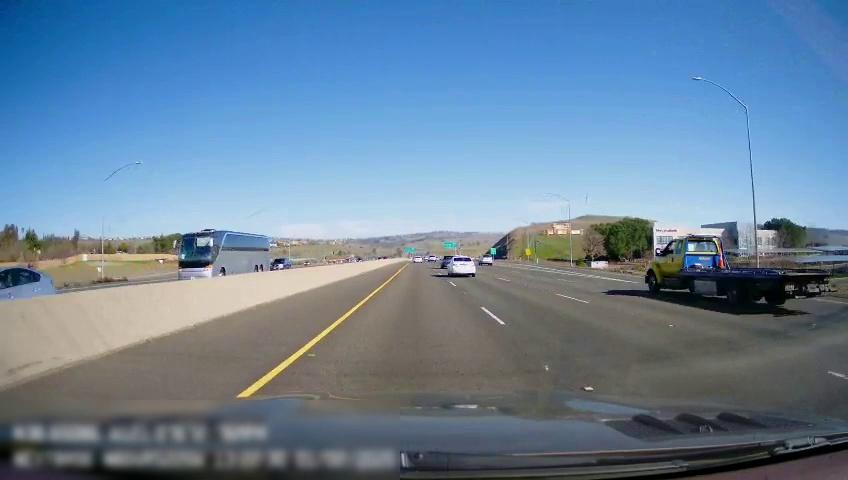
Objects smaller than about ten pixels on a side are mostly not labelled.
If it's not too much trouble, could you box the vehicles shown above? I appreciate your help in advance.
[0,266,57,302]
[270,258,291,271]
[413,255,423,263]
[447,256,476,277]
[177,230,271,279]
[441,255,453,269]
[643,234,834,309]
[479,254,493,266]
